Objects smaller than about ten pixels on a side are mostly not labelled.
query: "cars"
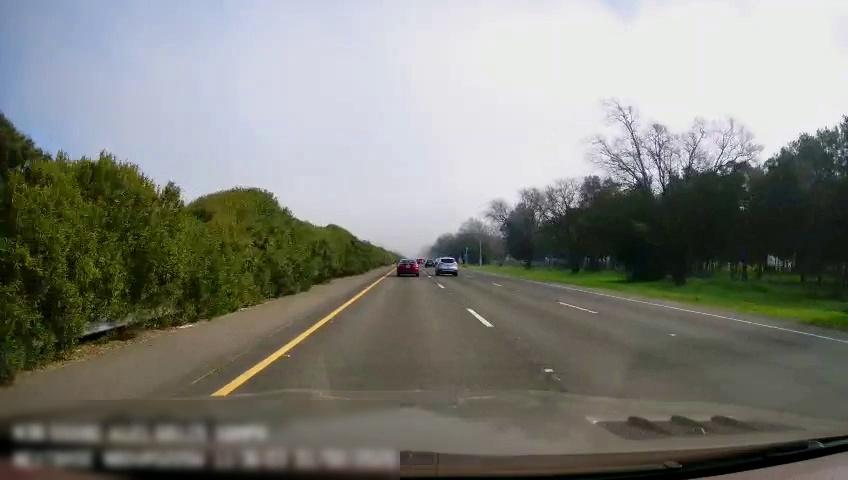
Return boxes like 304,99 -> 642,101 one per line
424,258 -> 435,268
394,258 -> 421,279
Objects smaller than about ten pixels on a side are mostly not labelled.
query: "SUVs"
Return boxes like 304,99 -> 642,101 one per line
434,257 -> 458,276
